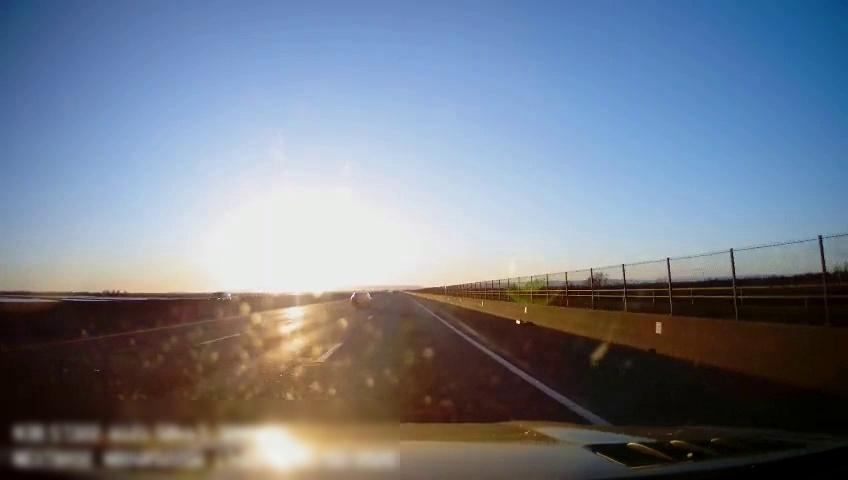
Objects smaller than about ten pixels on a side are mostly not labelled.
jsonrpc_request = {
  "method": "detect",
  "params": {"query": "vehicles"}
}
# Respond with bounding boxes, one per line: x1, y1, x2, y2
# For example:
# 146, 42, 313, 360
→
350, 291, 373, 308
207, 292, 232, 303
